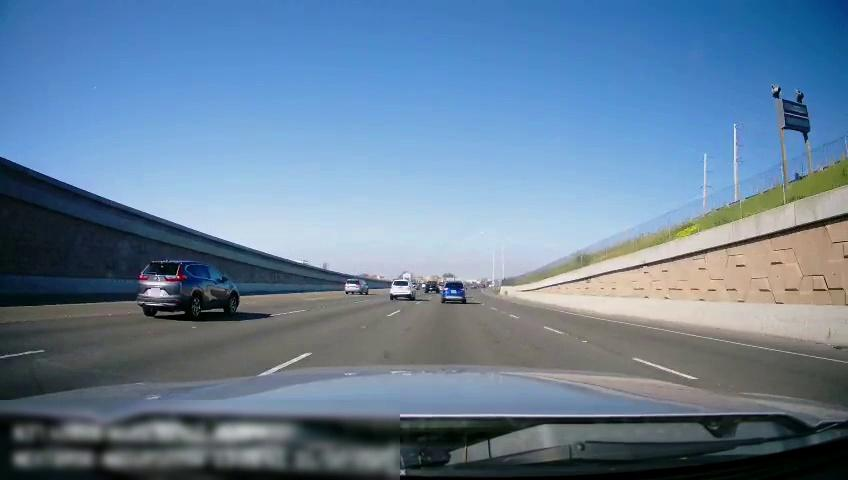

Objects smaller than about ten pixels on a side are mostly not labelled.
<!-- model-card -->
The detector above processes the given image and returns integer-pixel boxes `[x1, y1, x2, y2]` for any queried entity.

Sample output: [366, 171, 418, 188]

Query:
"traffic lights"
[794, 87, 805, 103]
[770, 83, 782, 99]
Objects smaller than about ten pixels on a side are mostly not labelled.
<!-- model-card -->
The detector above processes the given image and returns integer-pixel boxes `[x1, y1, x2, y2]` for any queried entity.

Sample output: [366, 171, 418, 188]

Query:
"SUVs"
[441, 280, 468, 304]
[135, 258, 242, 320]
[424, 280, 440, 294]
[389, 279, 417, 301]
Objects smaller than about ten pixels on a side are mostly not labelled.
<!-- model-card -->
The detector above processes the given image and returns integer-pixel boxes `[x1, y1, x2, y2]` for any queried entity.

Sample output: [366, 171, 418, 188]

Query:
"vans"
[344, 278, 369, 296]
